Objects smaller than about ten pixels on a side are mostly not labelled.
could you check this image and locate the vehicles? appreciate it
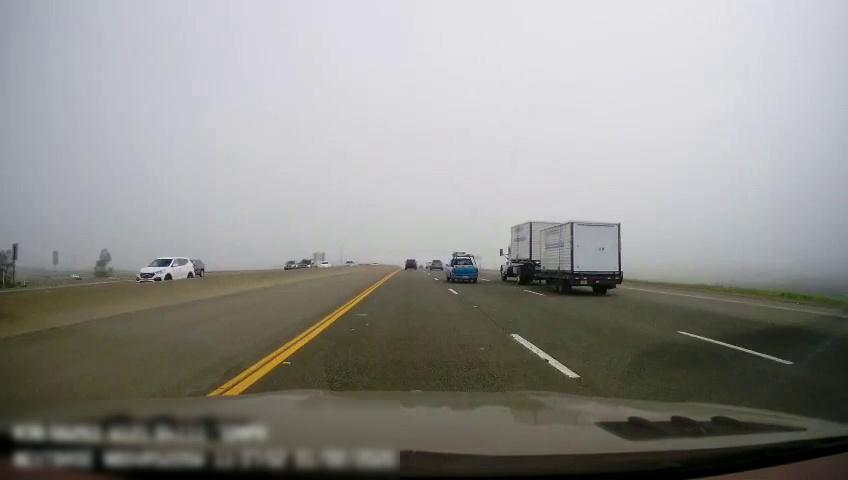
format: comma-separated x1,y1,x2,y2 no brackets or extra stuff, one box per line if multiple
404,258,417,270
445,251,479,284
283,260,301,271
185,258,206,278
429,259,444,271
533,219,625,298
135,256,196,283
294,259,319,270
499,220,562,286
343,260,358,267
318,261,333,269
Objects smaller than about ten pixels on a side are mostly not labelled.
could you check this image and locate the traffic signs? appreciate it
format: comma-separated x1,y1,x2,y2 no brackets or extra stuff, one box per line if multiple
10,241,19,261
312,251,327,260
52,250,59,265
